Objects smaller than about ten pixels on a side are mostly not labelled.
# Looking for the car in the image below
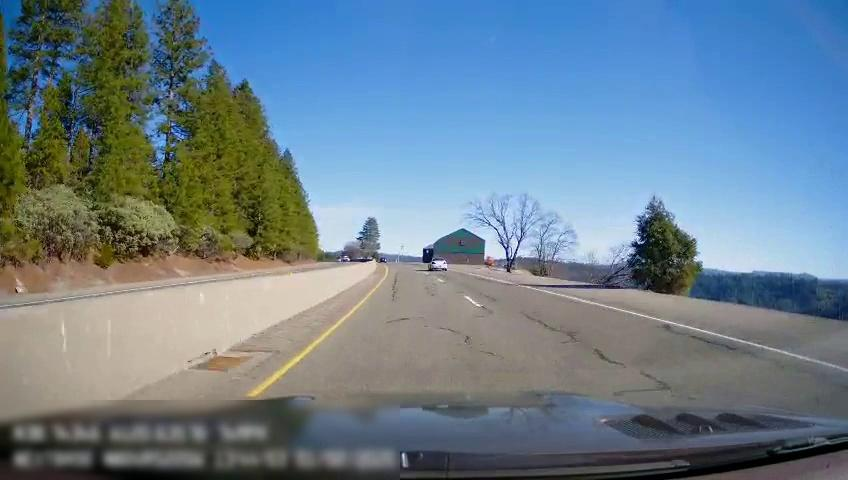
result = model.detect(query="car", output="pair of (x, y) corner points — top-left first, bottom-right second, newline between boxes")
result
(428, 257), (448, 271)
